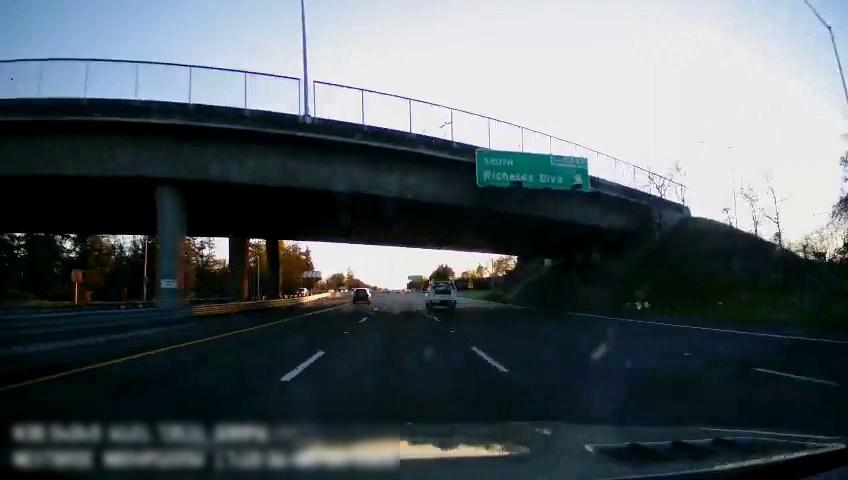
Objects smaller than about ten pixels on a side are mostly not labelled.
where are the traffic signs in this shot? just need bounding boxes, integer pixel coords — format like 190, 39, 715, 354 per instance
474, 146, 592, 193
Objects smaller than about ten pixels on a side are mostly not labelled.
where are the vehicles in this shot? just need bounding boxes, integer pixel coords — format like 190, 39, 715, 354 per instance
424, 281, 458, 312
296, 287, 310, 297
352, 287, 372, 305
